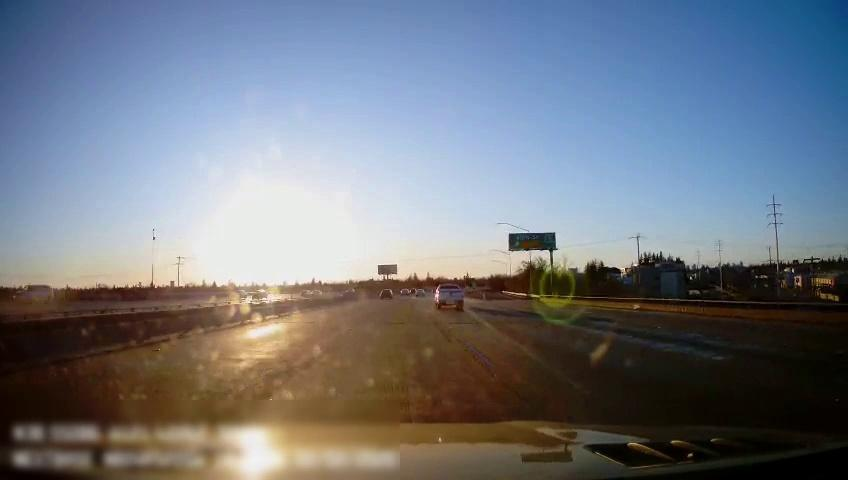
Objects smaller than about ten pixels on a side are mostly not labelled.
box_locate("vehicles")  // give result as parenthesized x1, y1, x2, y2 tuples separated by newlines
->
(399, 288, 411, 296)
(434, 283, 464, 311)
(311, 290, 323, 297)
(300, 290, 311, 296)
(252, 290, 268, 300)
(414, 288, 426, 297)
(231, 290, 248, 300)
(379, 288, 394, 300)
(13, 284, 54, 307)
